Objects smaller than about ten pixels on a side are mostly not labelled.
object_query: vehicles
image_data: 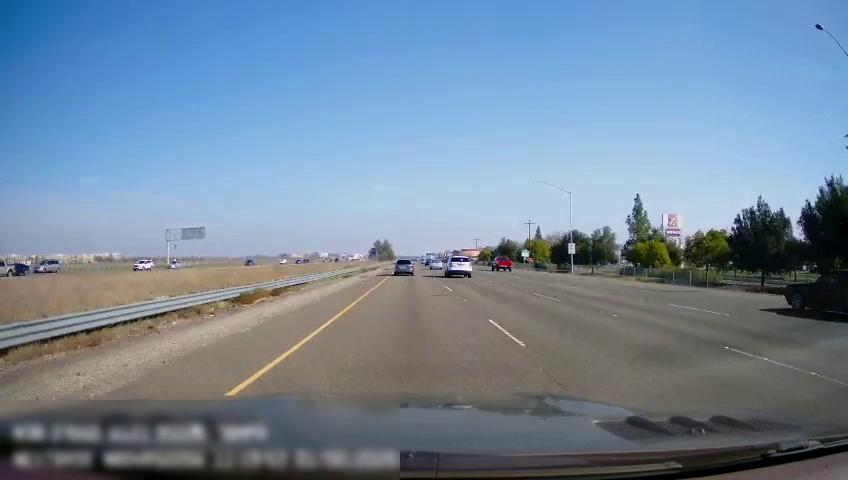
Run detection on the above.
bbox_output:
[243,258,257,267]
[490,255,513,272]
[393,259,416,276]
[0,260,16,278]
[132,259,155,272]
[783,268,848,317]
[428,258,443,271]
[6,263,31,277]
[167,260,185,270]
[32,258,65,274]
[443,256,472,278]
